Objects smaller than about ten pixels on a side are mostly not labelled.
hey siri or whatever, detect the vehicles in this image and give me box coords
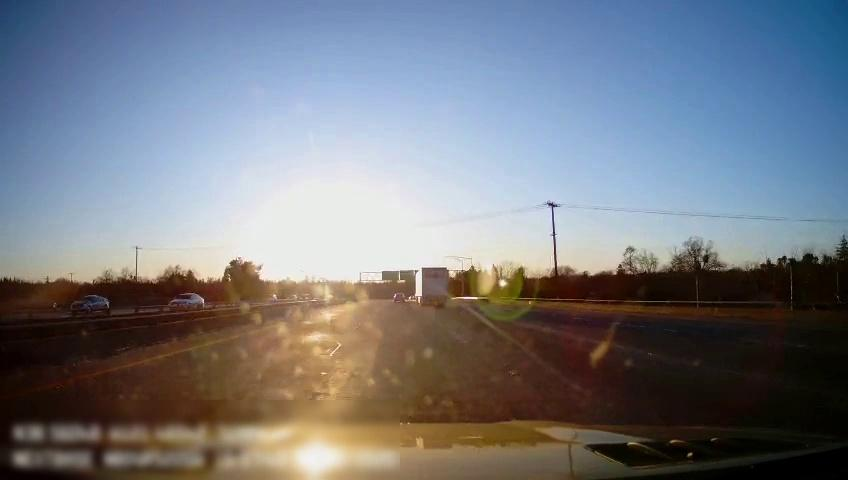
[394,293,405,302]
[415,265,450,306]
[168,293,205,312]
[70,294,110,315]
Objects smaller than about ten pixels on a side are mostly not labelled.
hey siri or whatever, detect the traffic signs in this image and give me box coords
[399,269,414,281]
[381,270,399,281]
